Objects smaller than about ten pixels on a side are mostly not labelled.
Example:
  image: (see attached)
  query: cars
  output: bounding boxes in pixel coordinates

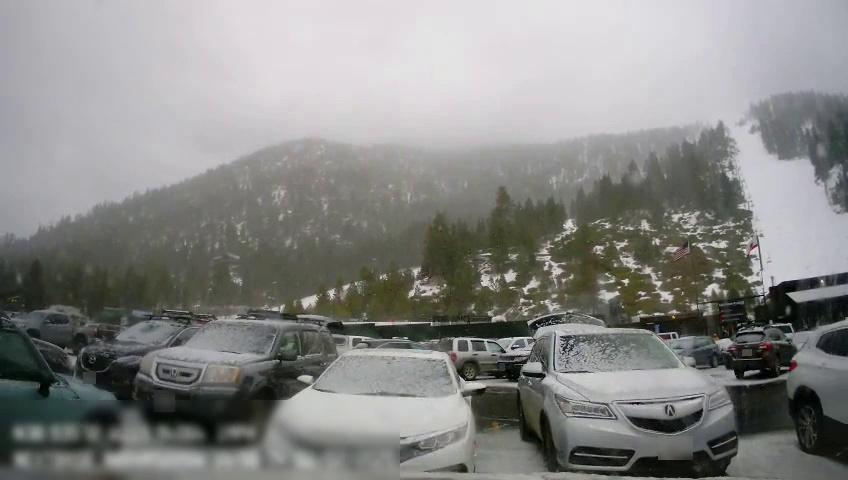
[667,336,720,369]
[0,325,124,467]
[262,348,488,474]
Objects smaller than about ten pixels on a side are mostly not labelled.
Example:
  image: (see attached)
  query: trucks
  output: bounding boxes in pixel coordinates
[334,334,377,352]
[10,309,99,354]
[769,323,809,353]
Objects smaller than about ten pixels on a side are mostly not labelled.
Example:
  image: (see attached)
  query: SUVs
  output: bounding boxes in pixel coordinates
[787,320,848,456]
[73,319,204,408]
[516,323,741,476]
[351,339,434,352]
[725,329,797,381]
[495,343,535,383]
[496,336,537,352]
[132,320,340,446]
[432,337,509,382]
[32,336,76,377]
